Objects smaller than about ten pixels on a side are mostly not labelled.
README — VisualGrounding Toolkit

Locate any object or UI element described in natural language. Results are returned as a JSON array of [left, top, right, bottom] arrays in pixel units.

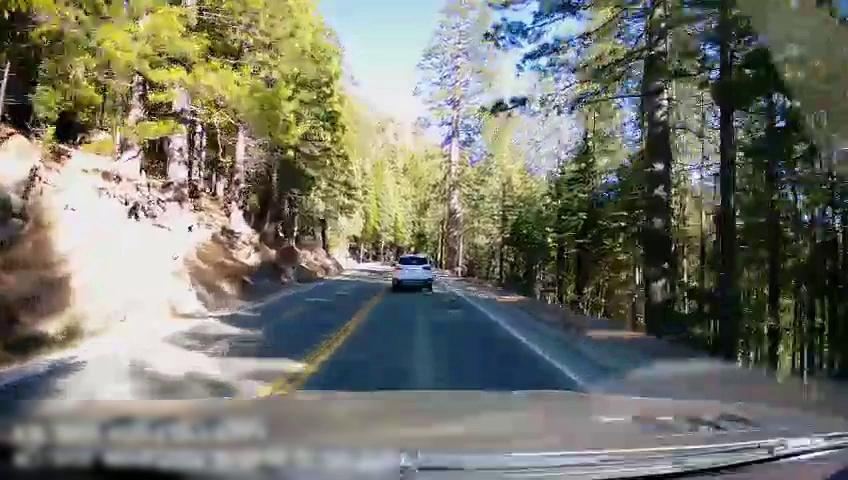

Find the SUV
[[390, 254, 434, 294]]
